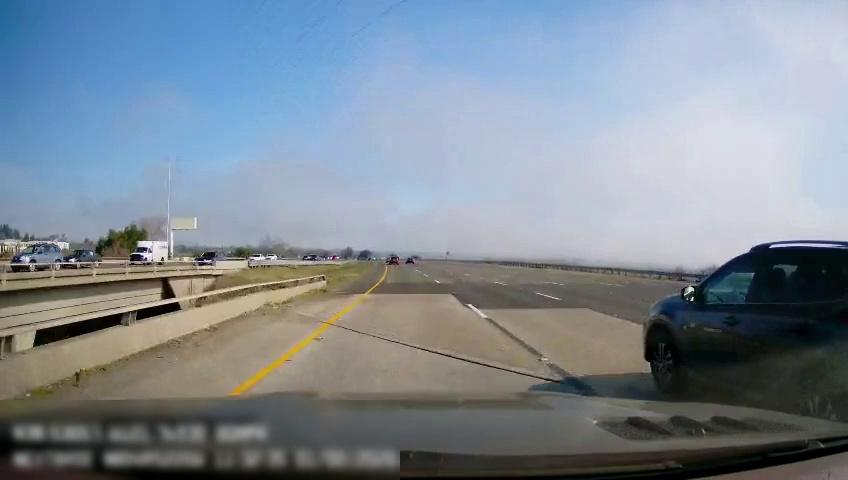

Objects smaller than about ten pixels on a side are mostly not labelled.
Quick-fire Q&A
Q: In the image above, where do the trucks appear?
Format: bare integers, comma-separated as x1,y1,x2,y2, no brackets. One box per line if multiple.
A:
129,240,169,266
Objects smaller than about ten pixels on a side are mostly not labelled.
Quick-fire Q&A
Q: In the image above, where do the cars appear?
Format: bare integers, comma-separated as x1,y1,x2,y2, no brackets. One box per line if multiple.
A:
63,249,103,269
192,251,227,266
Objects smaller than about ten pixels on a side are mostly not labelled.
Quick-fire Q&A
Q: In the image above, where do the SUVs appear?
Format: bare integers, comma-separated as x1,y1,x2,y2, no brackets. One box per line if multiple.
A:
10,243,65,273
642,240,848,423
